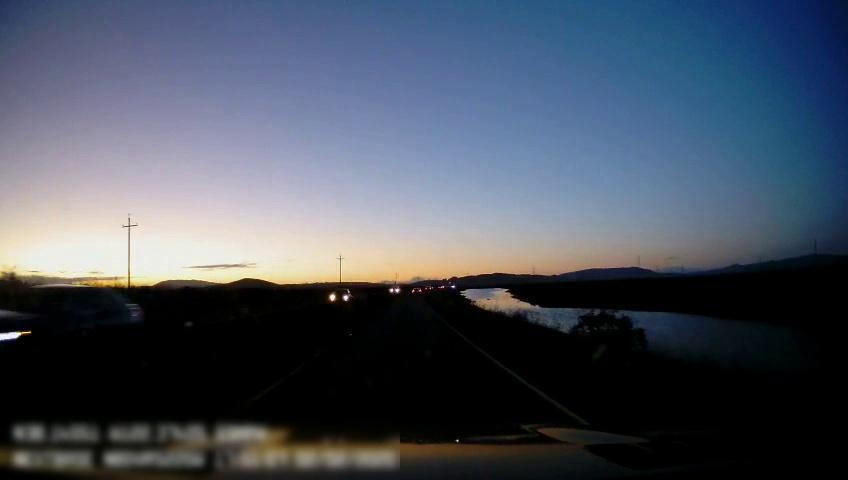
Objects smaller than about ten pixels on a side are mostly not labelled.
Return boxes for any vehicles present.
[387,285,401,296]
[411,287,423,296]
[0,283,144,361]
[328,288,352,304]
